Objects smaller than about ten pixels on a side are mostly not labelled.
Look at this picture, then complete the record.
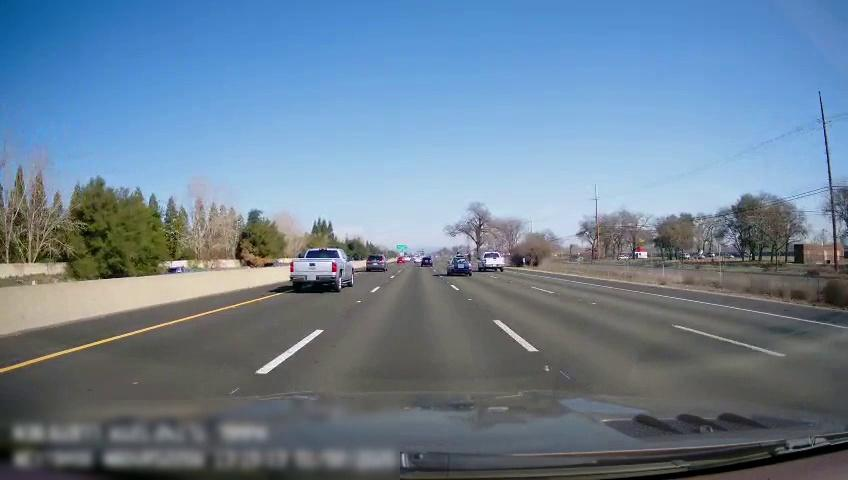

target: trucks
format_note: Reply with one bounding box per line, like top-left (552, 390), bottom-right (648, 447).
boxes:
top-left (287, 247), bottom-right (355, 294)
top-left (477, 251), bottom-right (504, 272)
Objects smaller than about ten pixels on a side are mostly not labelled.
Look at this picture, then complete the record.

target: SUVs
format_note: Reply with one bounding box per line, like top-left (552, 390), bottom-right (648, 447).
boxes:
top-left (365, 254), bottom-right (387, 273)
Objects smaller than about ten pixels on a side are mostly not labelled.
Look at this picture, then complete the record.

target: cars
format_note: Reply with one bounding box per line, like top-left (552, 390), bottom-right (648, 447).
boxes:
top-left (446, 259), bottom-right (473, 277)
